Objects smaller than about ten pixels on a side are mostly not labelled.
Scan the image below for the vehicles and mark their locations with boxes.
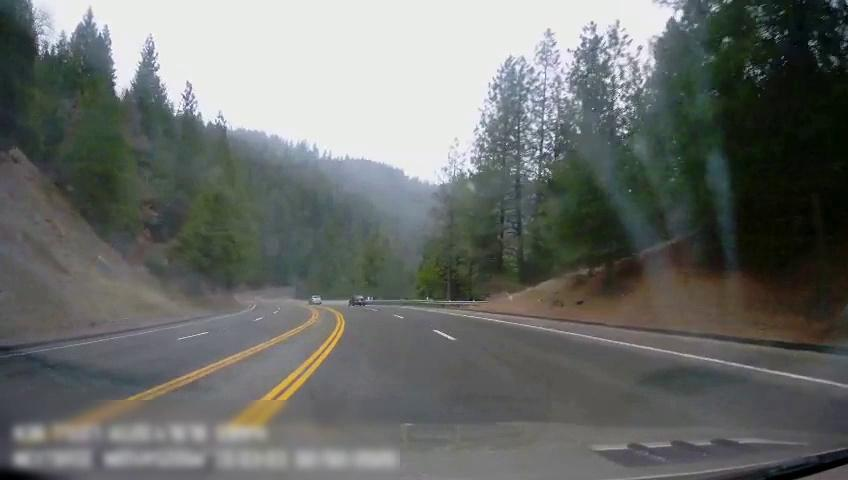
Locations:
[308,295,323,306]
[348,295,366,307]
